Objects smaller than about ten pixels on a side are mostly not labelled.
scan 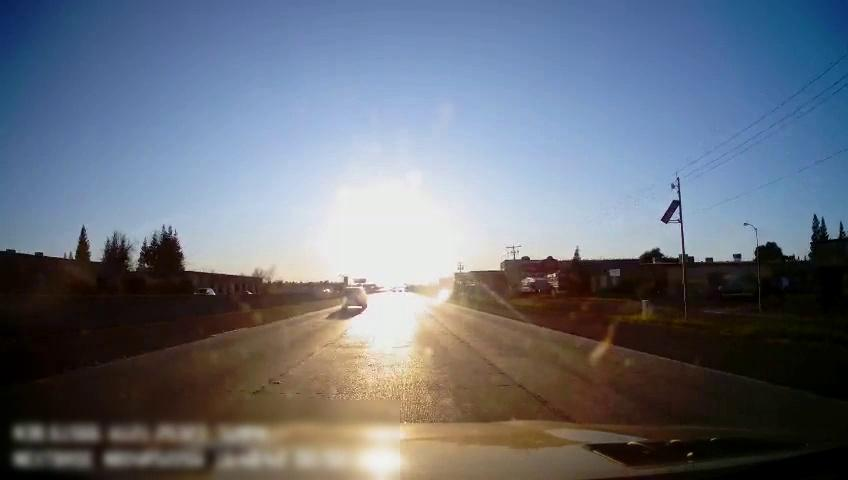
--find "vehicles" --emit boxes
[238,290,253,297]
[191,288,216,298]
[341,286,368,311]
